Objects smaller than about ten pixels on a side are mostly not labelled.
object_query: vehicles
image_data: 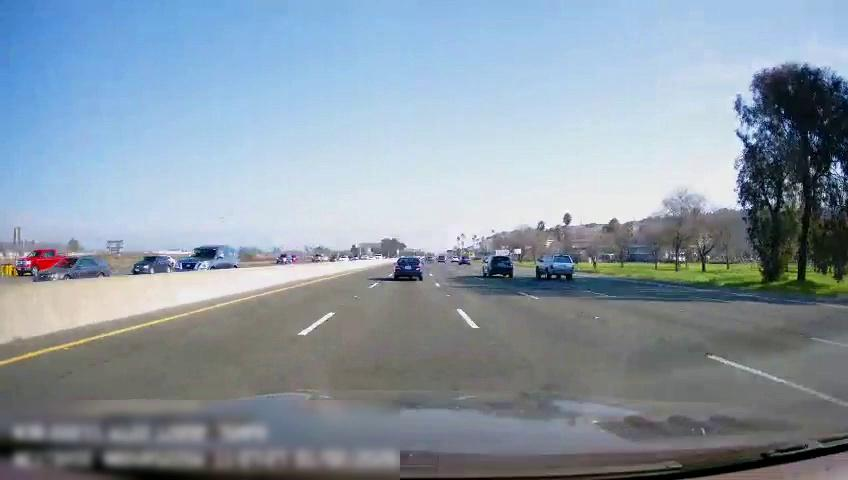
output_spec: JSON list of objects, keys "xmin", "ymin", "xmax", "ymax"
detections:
[
  {"xmin": 536, "ymin": 253, "xmax": 576, "ymax": 281},
  {"xmin": 458, "ymin": 255, "xmax": 471, "ymax": 266},
  {"xmin": 481, "ymin": 255, "xmax": 514, "ymax": 278},
  {"xmin": 276, "ymin": 253, "xmax": 293, "ymax": 265},
  {"xmin": 159, "ymin": 255, "xmax": 179, "ymax": 268},
  {"xmin": 15, "ymin": 249, "xmax": 65, "ymax": 277},
  {"xmin": 311, "ymin": 253, "xmax": 325, "ymax": 263},
  {"xmin": 33, "ymin": 254, "xmax": 112, "ymax": 283},
  {"xmin": 174, "ymin": 244, "xmax": 240, "ymax": 273},
  {"xmin": 337, "ymin": 255, "xmax": 349, "ymax": 262},
  {"xmin": 130, "ymin": 255, "xmax": 175, "ymax": 275},
  {"xmin": 393, "ymin": 257, "xmax": 424, "ymax": 282}
]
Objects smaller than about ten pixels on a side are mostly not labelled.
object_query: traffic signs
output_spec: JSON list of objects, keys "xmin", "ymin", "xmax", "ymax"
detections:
[
  {"xmin": 494, "ymin": 249, "xmax": 510, "ymax": 256},
  {"xmin": 359, "ymin": 242, "xmax": 382, "ymax": 248}
]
